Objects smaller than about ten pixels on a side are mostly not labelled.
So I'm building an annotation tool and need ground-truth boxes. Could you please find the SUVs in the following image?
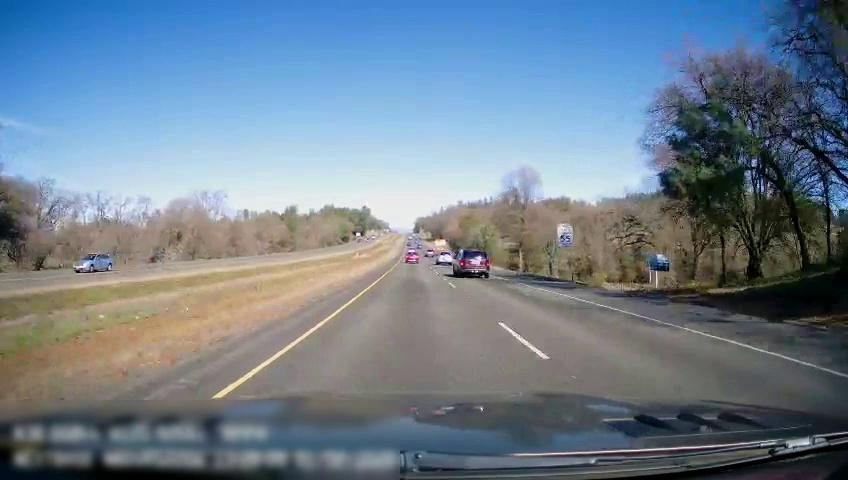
[435,250,453,265]
[404,251,419,264]
[451,248,491,279]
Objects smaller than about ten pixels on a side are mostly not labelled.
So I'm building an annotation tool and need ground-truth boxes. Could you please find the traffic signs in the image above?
[434,239,448,247]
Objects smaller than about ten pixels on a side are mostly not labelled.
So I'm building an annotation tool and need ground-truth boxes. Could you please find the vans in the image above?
[72,254,114,274]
